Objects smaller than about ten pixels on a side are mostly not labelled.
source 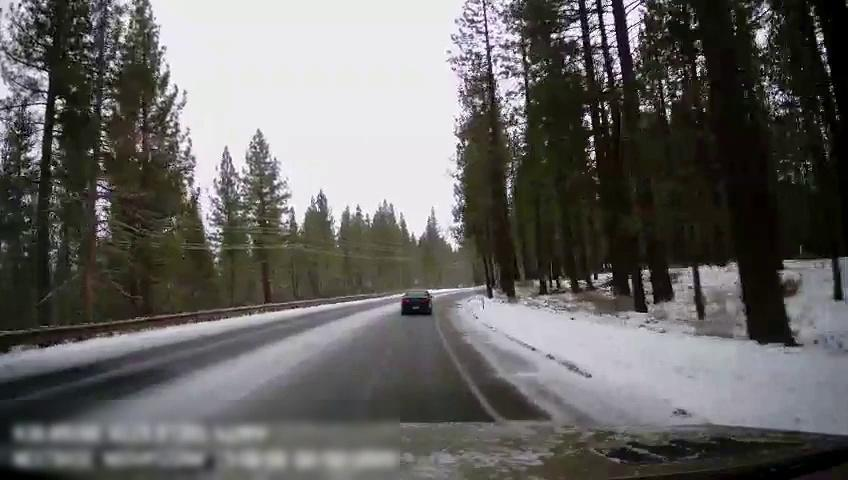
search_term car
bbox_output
[400,289,433,315]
